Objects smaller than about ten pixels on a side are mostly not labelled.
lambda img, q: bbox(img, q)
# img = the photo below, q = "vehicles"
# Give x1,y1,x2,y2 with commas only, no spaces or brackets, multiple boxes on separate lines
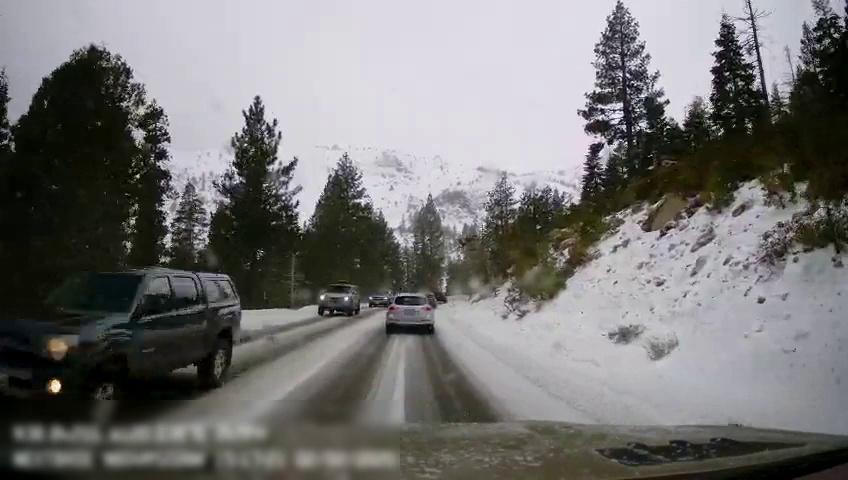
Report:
318,283,361,316
384,292,436,336
0,269,243,435
424,293,437,308
433,291,447,304
368,288,394,308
